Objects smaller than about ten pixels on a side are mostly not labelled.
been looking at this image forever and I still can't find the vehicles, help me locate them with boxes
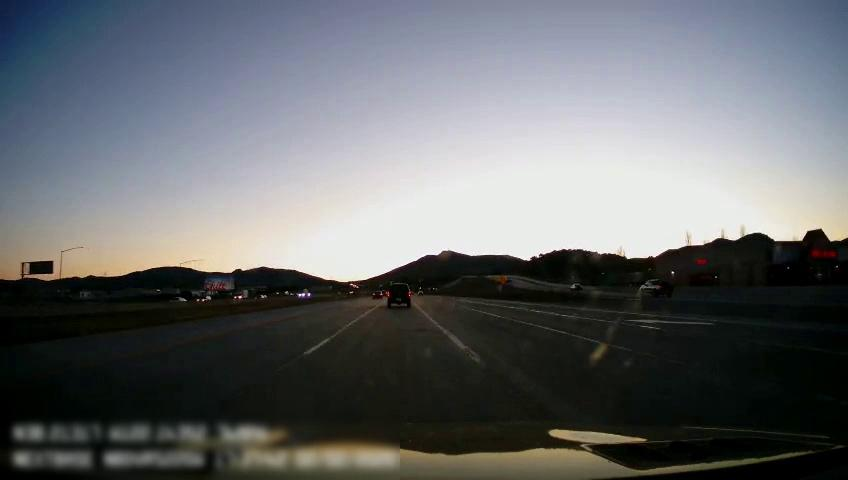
[639,278,675,297]
[233,289,249,300]
[169,296,188,302]
[569,283,584,291]
[386,282,412,308]
[196,295,212,303]
[372,290,384,300]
